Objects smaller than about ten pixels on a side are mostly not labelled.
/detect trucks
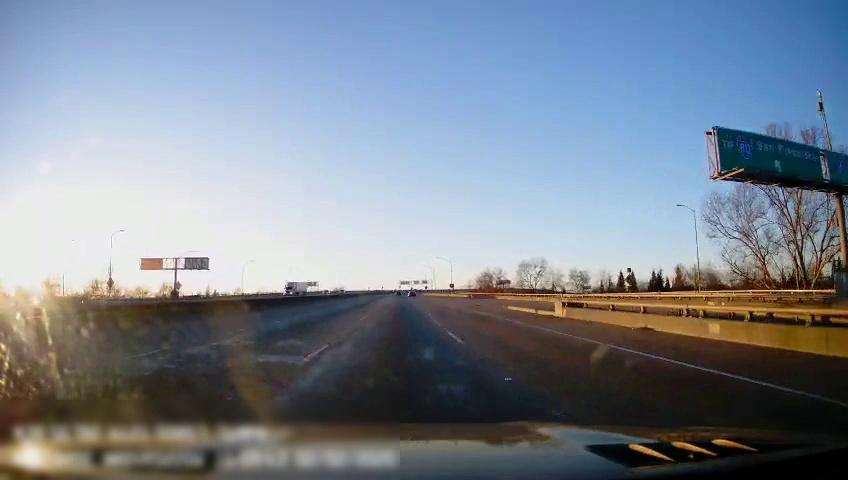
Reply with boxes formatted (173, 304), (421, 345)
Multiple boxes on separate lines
(284, 281), (308, 296)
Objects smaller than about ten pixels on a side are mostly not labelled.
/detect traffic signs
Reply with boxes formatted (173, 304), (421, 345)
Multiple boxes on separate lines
(717, 124), (823, 182)
(822, 149), (848, 185)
